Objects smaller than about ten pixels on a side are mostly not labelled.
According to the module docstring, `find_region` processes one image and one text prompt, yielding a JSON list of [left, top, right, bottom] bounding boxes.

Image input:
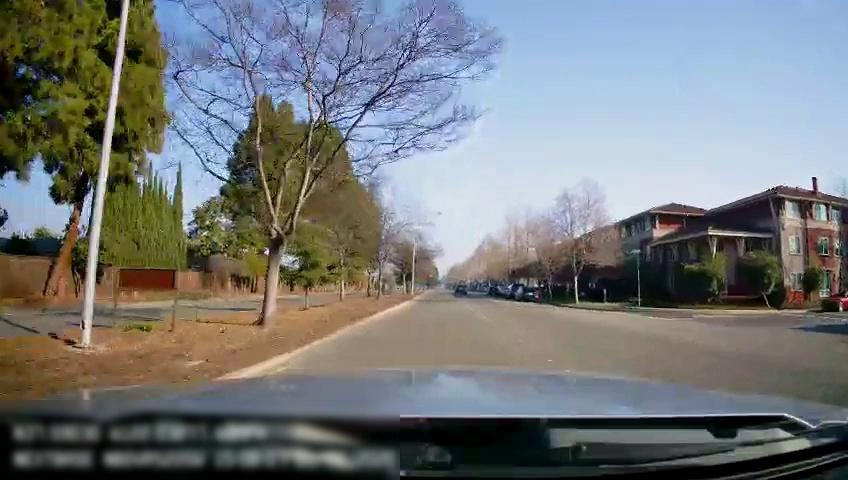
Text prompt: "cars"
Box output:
[[822, 287, 848, 314], [503, 282, 525, 300], [511, 285, 537, 303]]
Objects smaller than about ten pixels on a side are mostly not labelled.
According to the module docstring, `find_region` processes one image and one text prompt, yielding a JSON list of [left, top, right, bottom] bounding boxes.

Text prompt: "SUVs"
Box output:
[[455, 284, 470, 296]]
